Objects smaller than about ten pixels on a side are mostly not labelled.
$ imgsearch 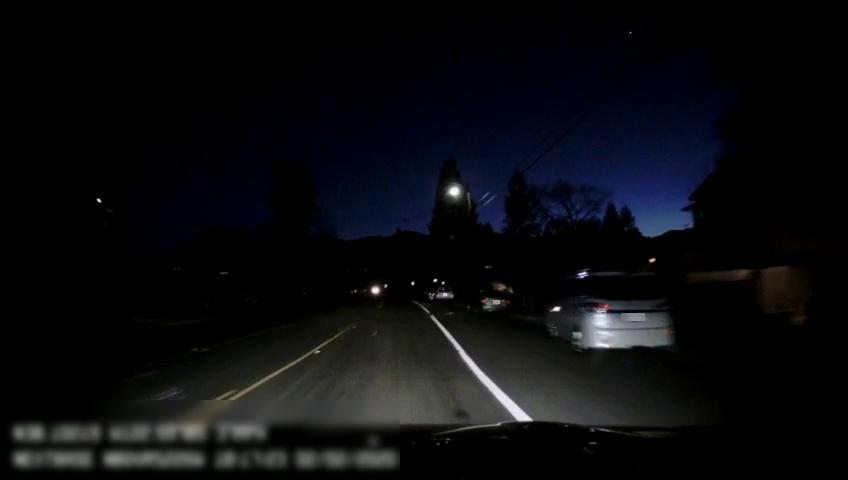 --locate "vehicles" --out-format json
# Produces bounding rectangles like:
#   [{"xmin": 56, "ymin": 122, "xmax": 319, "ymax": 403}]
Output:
[
  {"xmin": 543, "ymin": 269, "xmax": 676, "ymax": 356},
  {"xmin": 464, "ymin": 287, "xmax": 510, "ymax": 316},
  {"xmin": 426, "ymin": 286, "xmax": 438, "ymax": 302},
  {"xmin": 433, "ymin": 286, "xmax": 455, "ymax": 305}
]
